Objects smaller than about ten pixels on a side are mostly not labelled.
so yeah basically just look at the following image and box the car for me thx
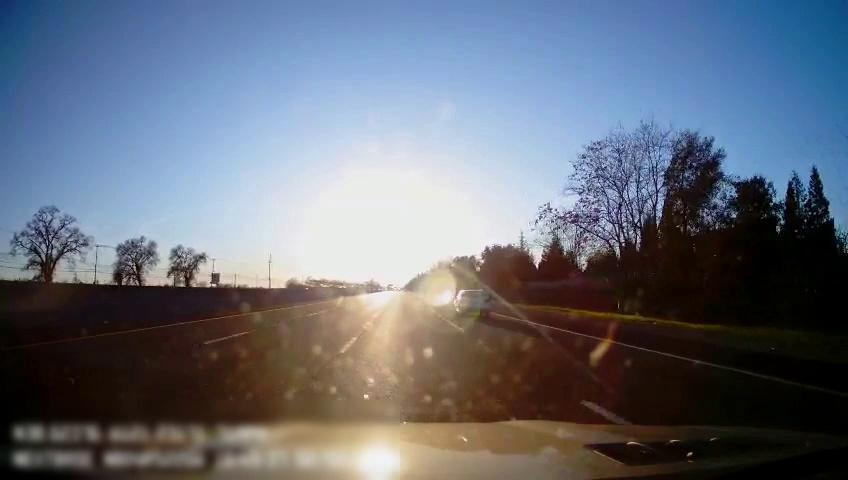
[453,289,490,318]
